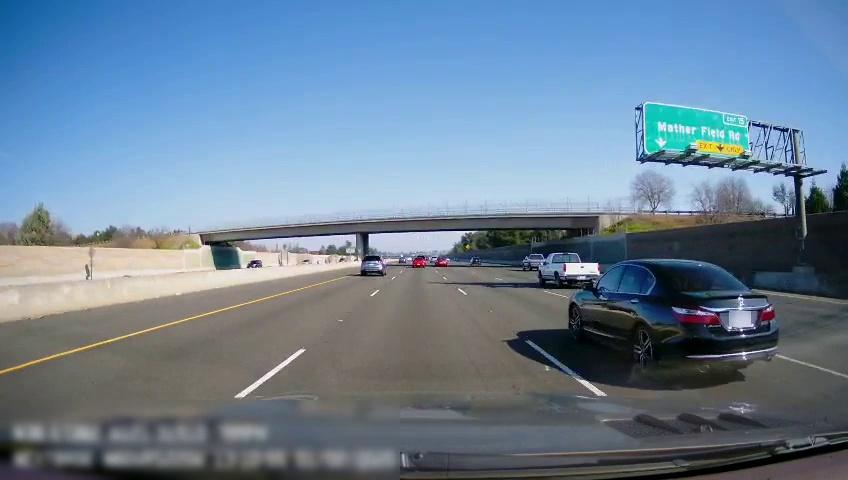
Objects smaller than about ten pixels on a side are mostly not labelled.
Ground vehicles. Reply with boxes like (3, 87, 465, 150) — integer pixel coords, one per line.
(469, 256, 481, 265)
(520, 253, 544, 272)
(537, 252, 601, 289)
(411, 257, 427, 268)
(566, 259, 782, 376)
(359, 254, 388, 277)
(433, 255, 449, 268)
(246, 259, 264, 269)
(397, 255, 408, 264)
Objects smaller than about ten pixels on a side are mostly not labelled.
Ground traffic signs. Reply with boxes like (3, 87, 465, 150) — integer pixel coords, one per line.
(643, 101, 752, 159)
